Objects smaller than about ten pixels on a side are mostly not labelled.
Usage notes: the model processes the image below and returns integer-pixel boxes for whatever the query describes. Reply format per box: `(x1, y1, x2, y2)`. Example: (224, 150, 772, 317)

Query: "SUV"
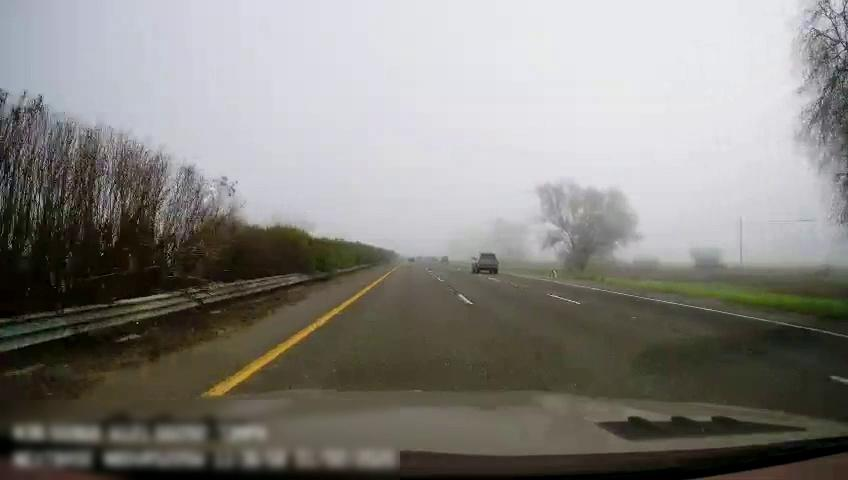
(471, 252, 498, 275)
